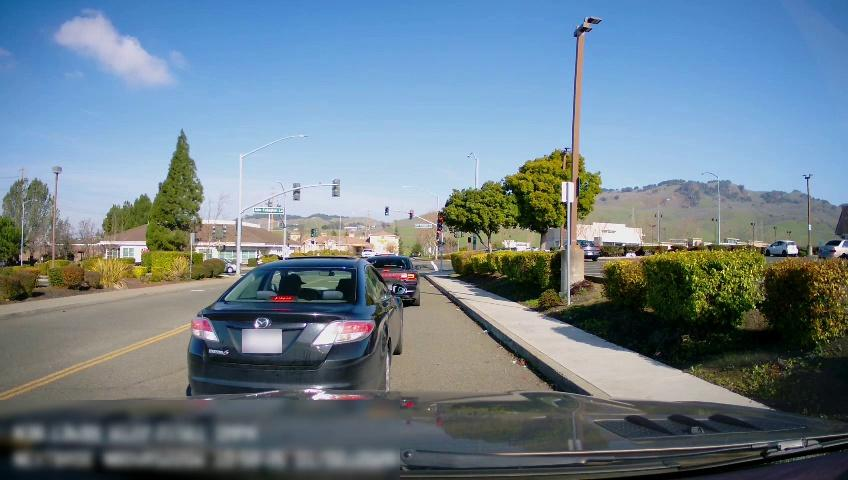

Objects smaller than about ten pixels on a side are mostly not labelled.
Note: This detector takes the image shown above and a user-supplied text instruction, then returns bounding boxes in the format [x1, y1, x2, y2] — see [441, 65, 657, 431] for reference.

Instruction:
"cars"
[219, 257, 237, 273]
[563, 239, 602, 262]
[361, 248, 376, 258]
[818, 239, 848, 260]
[365, 255, 422, 307]
[185, 254, 407, 398]
[764, 239, 799, 258]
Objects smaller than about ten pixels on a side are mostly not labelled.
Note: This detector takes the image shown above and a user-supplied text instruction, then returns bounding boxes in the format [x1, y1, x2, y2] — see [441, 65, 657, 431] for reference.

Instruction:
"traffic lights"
[292, 182, 301, 201]
[435, 228, 442, 240]
[211, 224, 219, 241]
[331, 178, 341, 198]
[435, 211, 445, 232]
[235, 217, 243, 232]
[384, 206, 390, 217]
[408, 209, 414, 220]
[221, 224, 228, 239]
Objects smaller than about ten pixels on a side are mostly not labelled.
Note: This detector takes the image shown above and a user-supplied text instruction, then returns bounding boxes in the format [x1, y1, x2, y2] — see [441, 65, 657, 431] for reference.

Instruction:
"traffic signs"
[414, 223, 433, 229]
[253, 206, 285, 215]
[561, 181, 575, 203]
[189, 232, 195, 243]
